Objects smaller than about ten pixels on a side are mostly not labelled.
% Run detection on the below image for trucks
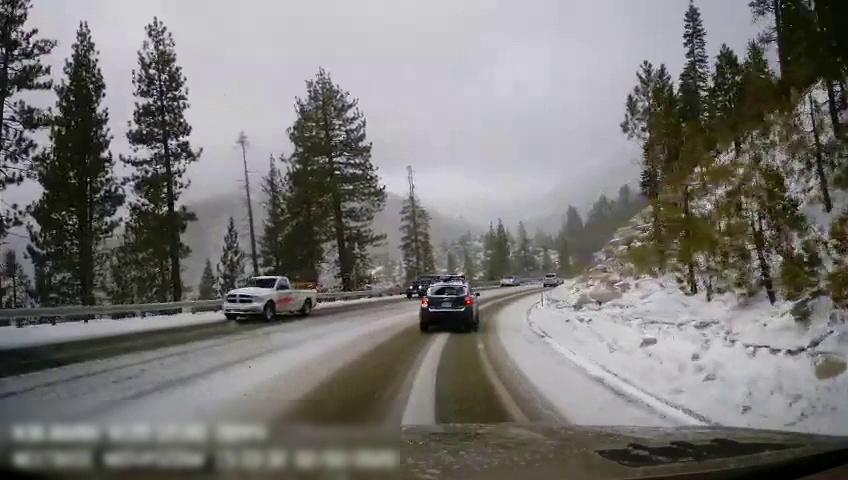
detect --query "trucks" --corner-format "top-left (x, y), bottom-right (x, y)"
top-left (222, 275), bottom-right (318, 324)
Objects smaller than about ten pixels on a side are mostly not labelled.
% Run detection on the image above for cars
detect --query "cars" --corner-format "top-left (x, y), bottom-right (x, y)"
top-left (543, 273), bottom-right (560, 287)
top-left (499, 274), bottom-right (521, 288)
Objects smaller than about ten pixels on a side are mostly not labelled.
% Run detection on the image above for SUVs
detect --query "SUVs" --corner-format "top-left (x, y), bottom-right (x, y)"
top-left (419, 274), bottom-right (481, 334)
top-left (406, 274), bottom-right (443, 299)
